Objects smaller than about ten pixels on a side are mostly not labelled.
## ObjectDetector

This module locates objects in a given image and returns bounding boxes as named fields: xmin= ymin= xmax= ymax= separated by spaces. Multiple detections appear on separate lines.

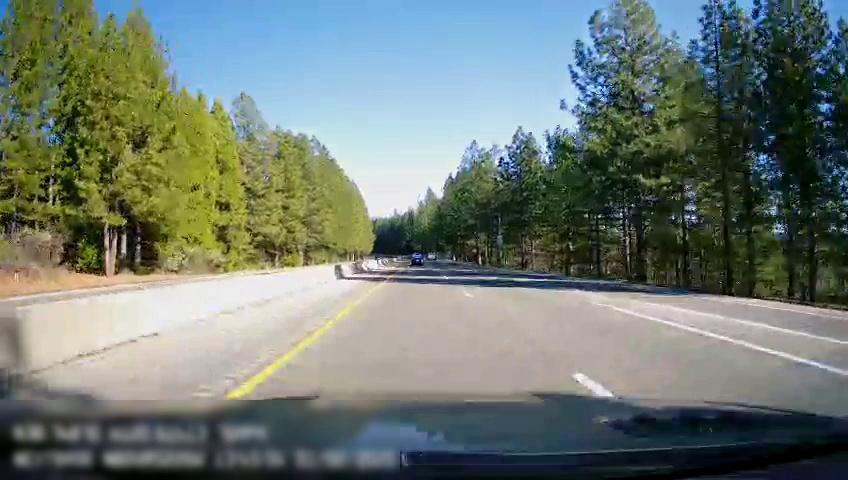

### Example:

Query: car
xmin=410 ymin=255 xmax=423 ymax=266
